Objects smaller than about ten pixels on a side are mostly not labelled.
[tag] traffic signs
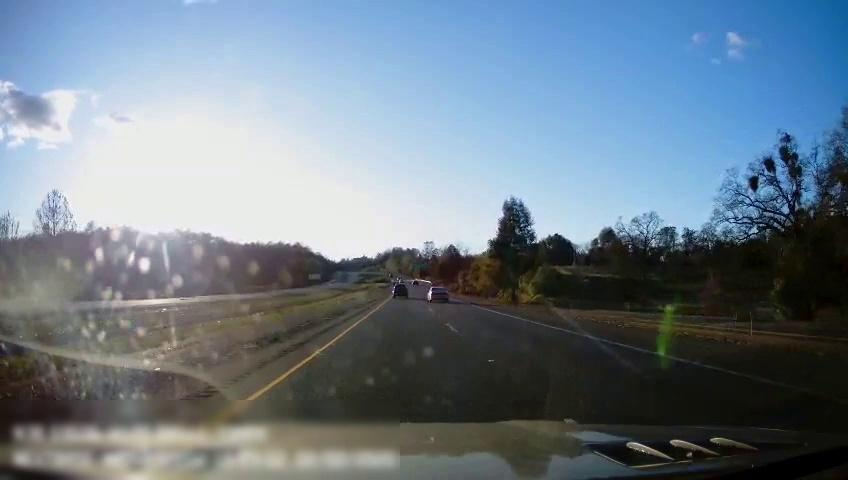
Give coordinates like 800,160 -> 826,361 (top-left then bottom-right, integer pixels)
412,262 -> 427,270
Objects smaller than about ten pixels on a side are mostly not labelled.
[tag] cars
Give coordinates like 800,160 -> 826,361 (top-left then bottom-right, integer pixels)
427,285 -> 449,302
393,284 -> 408,299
